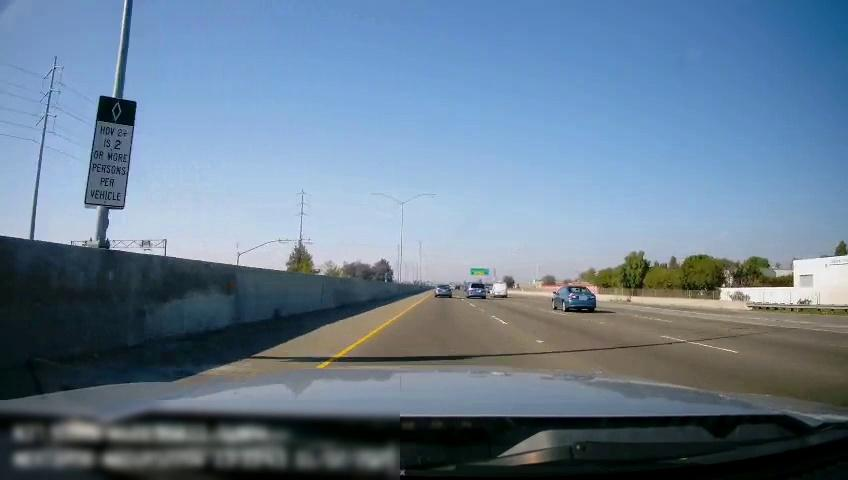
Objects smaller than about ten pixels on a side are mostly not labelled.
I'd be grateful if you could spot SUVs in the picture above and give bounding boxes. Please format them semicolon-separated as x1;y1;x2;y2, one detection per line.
466;284;486;299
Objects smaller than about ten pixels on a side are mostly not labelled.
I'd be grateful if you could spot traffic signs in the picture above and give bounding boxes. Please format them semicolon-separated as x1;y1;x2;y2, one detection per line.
470;267;490;276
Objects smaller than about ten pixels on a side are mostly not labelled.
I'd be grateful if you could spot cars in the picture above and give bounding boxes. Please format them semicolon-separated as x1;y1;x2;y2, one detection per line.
551;285;597;313
434;284;452;298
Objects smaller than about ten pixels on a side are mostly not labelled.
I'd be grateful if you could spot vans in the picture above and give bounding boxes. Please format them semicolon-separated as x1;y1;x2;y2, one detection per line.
491;283;507;298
